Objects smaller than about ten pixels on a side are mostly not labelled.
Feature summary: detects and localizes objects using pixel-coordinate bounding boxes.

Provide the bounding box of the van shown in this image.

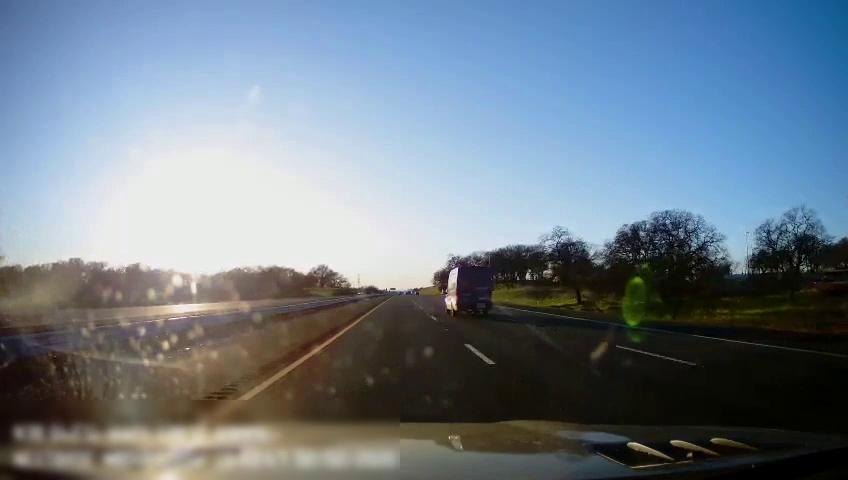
[442,265,494,317]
